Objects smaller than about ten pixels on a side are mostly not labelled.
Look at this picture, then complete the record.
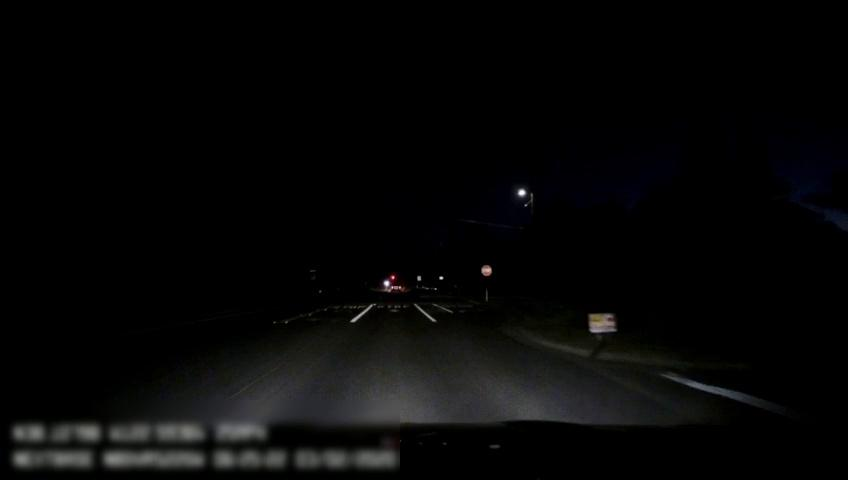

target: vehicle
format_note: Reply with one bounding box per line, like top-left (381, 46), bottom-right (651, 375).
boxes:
top-left (390, 284), bottom-right (403, 293)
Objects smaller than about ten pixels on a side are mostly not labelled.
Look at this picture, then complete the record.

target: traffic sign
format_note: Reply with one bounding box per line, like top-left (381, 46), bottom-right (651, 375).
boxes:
top-left (480, 264), bottom-right (493, 278)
